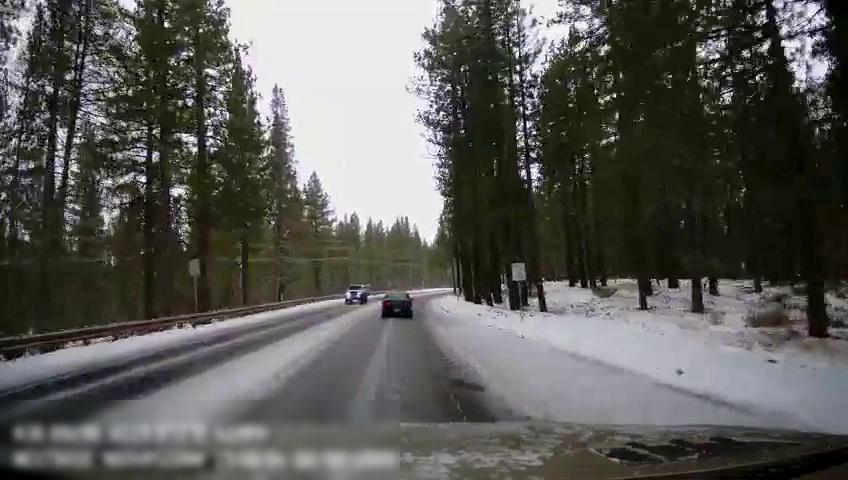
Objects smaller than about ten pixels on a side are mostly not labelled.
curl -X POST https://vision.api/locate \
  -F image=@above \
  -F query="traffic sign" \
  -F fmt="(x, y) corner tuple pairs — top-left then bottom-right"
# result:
(510, 262), (528, 282)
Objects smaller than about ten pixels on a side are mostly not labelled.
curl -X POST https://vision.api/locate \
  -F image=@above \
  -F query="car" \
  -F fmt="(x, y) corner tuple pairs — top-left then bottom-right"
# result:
(381, 290), (415, 318)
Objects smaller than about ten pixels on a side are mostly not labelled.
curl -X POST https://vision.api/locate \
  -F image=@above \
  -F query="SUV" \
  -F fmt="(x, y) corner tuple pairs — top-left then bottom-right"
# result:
(344, 283), (369, 305)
